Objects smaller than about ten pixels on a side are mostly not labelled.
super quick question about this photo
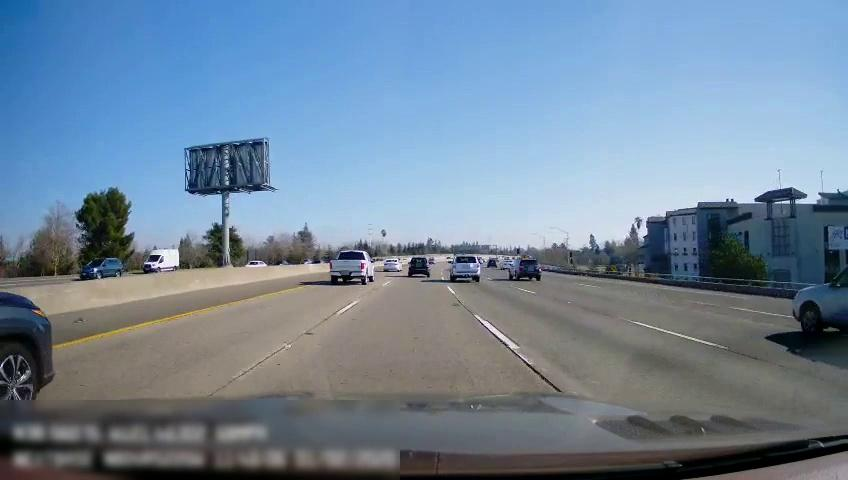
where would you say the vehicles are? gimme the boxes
[272,259,289,266]
[312,258,325,265]
[499,260,514,271]
[448,254,481,283]
[407,257,431,278]
[791,265,848,343]
[244,260,267,268]
[329,249,377,286]
[508,258,542,282]
[0,291,57,419]
[78,256,124,281]
[487,259,498,268]
[383,258,403,273]
[141,248,180,274]
[298,258,314,265]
